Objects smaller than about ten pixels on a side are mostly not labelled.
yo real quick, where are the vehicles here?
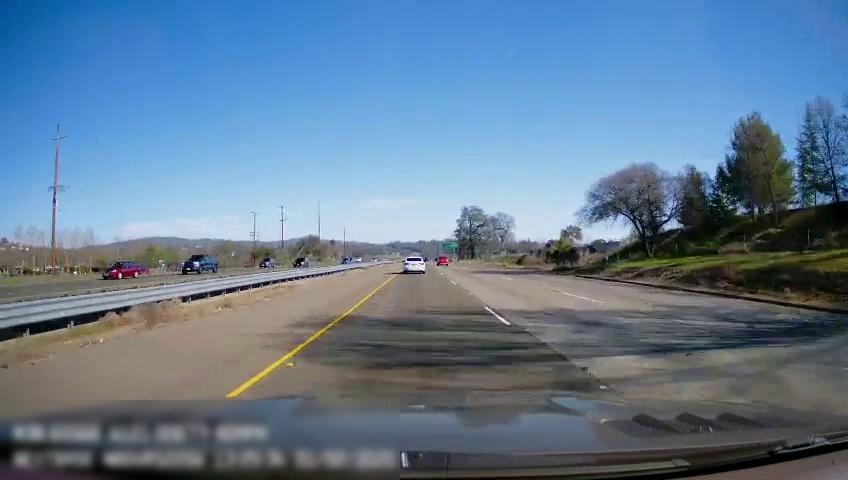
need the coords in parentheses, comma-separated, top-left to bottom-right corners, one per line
(401, 256, 426, 274)
(101, 260, 142, 281)
(292, 257, 310, 268)
(258, 256, 276, 269)
(181, 254, 218, 275)
(340, 257, 353, 265)
(437, 257, 449, 266)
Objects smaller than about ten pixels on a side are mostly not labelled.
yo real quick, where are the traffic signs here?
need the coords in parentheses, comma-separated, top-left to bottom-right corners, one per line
(441, 242, 459, 249)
